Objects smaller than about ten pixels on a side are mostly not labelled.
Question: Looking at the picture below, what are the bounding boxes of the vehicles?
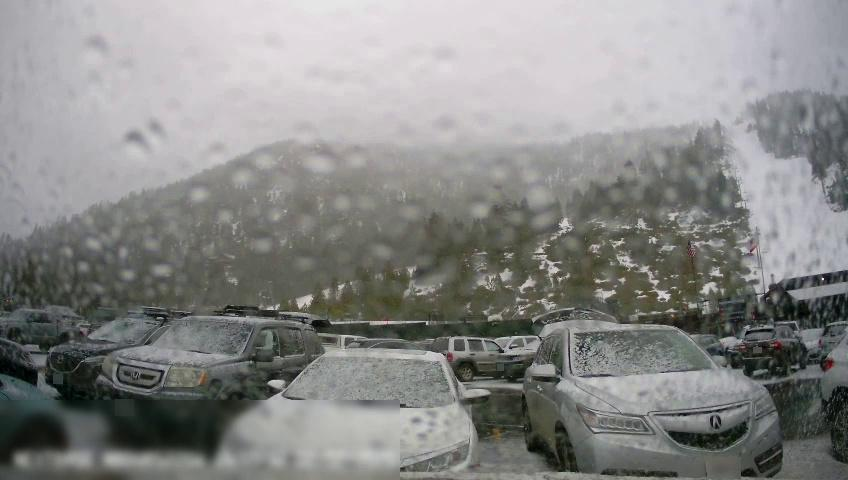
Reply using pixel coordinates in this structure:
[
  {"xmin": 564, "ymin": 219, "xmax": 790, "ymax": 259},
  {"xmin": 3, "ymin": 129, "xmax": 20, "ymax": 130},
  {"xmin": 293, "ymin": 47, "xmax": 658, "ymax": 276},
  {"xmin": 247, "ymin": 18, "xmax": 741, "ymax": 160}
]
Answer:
[
  {"xmin": 719, "ymin": 336, "xmax": 740, "ymax": 347},
  {"xmin": 0, "ymin": 373, "xmax": 70, "ymax": 468},
  {"xmin": 820, "ymin": 335, "xmax": 848, "ymax": 464},
  {"xmin": 0, "ymin": 308, "xmax": 81, "ymax": 355},
  {"xmin": 740, "ymin": 326, "xmax": 809, "ymax": 378},
  {"xmin": 728, "ymin": 340, "xmax": 743, "ymax": 369},
  {"xmin": 216, "ymin": 348, "xmax": 492, "ymax": 473},
  {"xmin": 429, "ymin": 336, "xmax": 507, "ymax": 382},
  {"xmin": 343, "ymin": 337, "xmax": 424, "ymax": 351},
  {"xmin": 95, "ymin": 316, "xmax": 324, "ymax": 461},
  {"xmin": 0, "ymin": 337, "xmax": 40, "ymax": 388},
  {"xmin": 44, "ymin": 318, "xmax": 169, "ymax": 412},
  {"xmin": 503, "ymin": 321, "xmax": 564, "ymax": 384},
  {"xmin": 520, "ymin": 321, "xmax": 783, "ymax": 480},
  {"xmin": 493, "ymin": 335, "xmax": 538, "ymax": 351},
  {"xmin": 818, "ymin": 321, "xmax": 848, "ymax": 370},
  {"xmin": 798, "ymin": 328, "xmax": 823, "ymax": 366},
  {"xmin": 688, "ymin": 334, "xmax": 726, "ymax": 356},
  {"xmin": 318, "ymin": 333, "xmax": 365, "ymax": 353}
]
